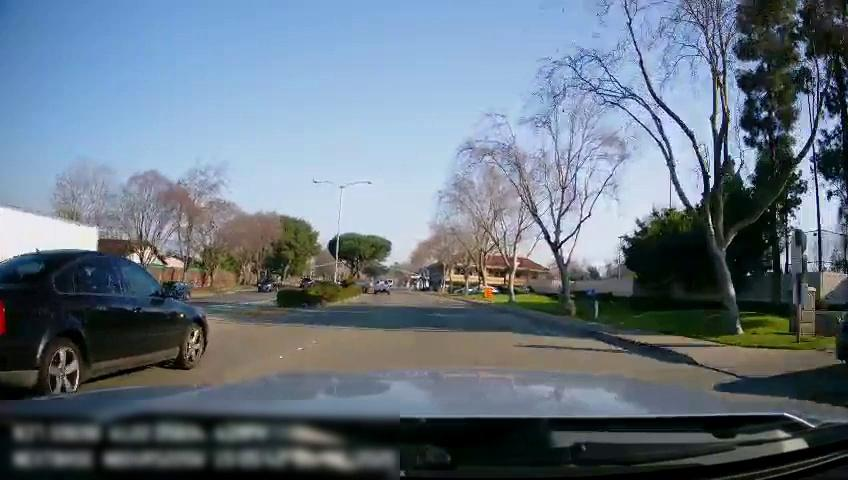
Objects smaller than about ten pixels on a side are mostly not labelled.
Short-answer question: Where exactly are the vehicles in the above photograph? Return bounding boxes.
[374,280,390,294]
[162,280,192,302]
[300,278,314,288]
[0,207,98,263]
[835,315,848,364]
[258,277,280,292]
[0,250,209,398]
